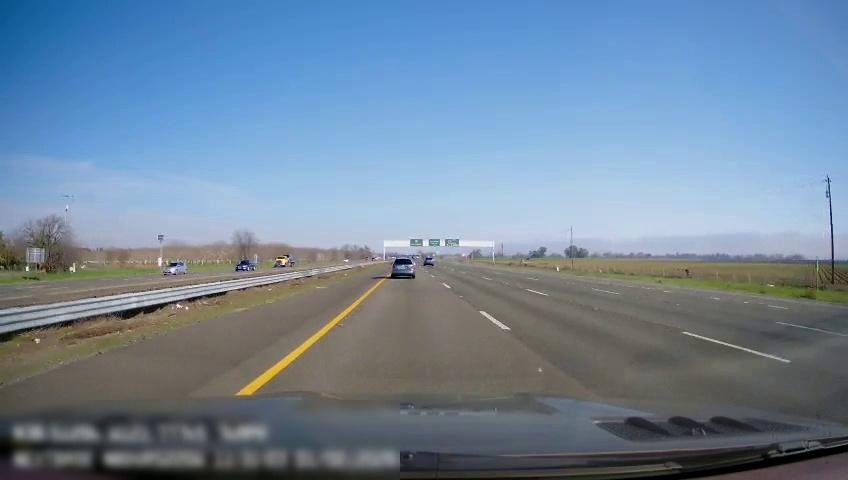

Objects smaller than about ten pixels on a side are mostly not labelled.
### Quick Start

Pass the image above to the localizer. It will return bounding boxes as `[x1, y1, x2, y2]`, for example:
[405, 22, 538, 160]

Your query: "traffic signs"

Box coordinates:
[411, 237, 424, 247]
[445, 239, 459, 247]
[430, 237, 443, 246]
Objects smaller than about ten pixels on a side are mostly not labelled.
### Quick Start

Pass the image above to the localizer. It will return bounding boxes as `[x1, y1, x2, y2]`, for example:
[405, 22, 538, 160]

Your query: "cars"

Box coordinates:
[235, 260, 257, 272]
[162, 262, 188, 276]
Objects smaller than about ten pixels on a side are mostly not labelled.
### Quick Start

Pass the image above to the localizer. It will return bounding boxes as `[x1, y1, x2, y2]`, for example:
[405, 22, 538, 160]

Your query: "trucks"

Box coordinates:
[273, 255, 296, 268]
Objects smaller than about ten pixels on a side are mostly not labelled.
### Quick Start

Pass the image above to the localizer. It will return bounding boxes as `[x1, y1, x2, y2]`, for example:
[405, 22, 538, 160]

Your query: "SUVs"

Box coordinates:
[390, 257, 415, 280]
[423, 258, 434, 267]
